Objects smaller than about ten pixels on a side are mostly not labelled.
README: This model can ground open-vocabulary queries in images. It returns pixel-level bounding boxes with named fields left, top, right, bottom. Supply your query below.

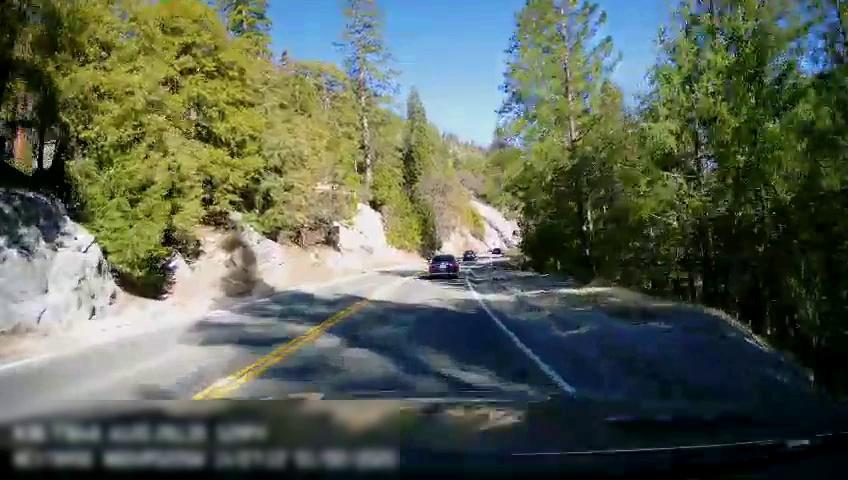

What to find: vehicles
left=463, top=249, right=476, bottom=261
left=428, top=254, right=460, bottom=280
